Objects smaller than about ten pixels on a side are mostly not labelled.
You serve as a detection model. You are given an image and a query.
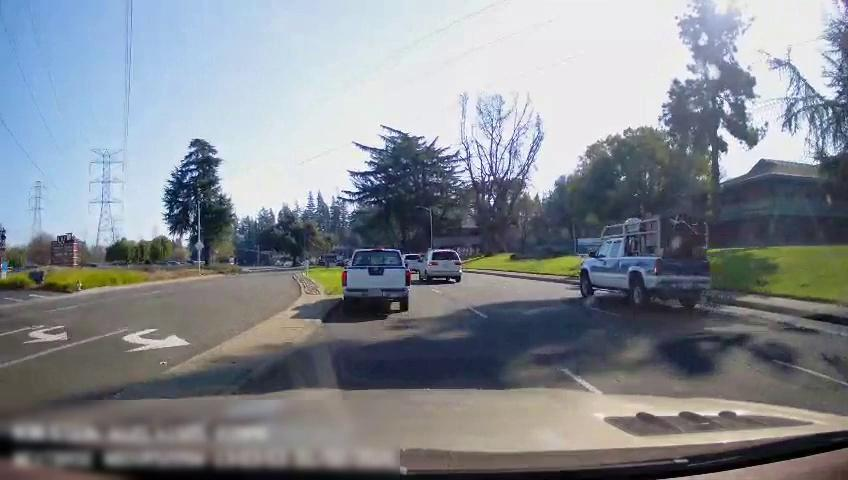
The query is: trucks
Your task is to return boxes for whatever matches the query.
[341,248,412,312]
[578,213,712,312]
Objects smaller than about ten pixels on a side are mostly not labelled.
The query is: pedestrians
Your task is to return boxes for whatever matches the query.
[74,279,82,293]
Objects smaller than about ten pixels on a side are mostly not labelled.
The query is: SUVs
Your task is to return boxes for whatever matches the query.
[404,253,424,272]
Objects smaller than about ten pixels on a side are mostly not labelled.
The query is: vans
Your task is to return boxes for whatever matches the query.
[417,248,463,283]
